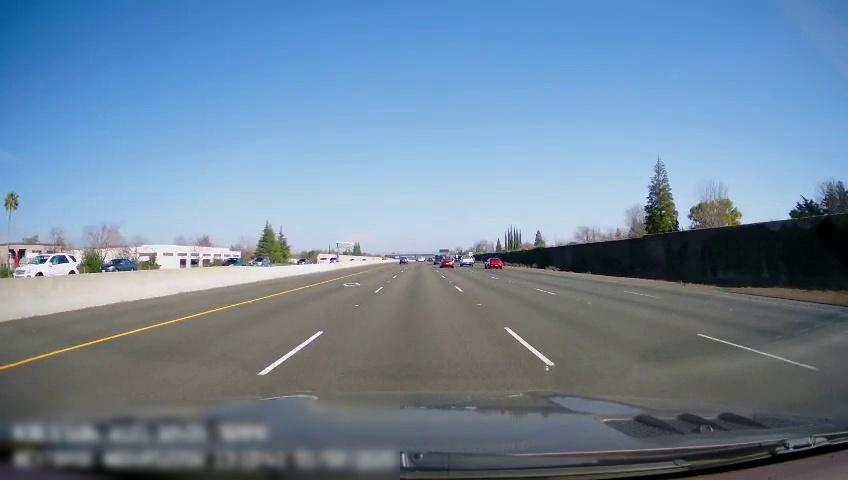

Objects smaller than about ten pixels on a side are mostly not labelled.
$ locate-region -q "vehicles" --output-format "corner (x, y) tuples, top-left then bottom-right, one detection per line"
(317, 256), (331, 264)
(98, 258), (137, 273)
(459, 255), (475, 267)
(13, 253), (80, 278)
(221, 257), (246, 267)
(434, 254), (446, 265)
(398, 255), (409, 265)
(249, 256), (272, 267)
(296, 258), (310, 266)
(483, 257), (504, 270)
(438, 256), (454, 269)
(329, 256), (338, 263)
